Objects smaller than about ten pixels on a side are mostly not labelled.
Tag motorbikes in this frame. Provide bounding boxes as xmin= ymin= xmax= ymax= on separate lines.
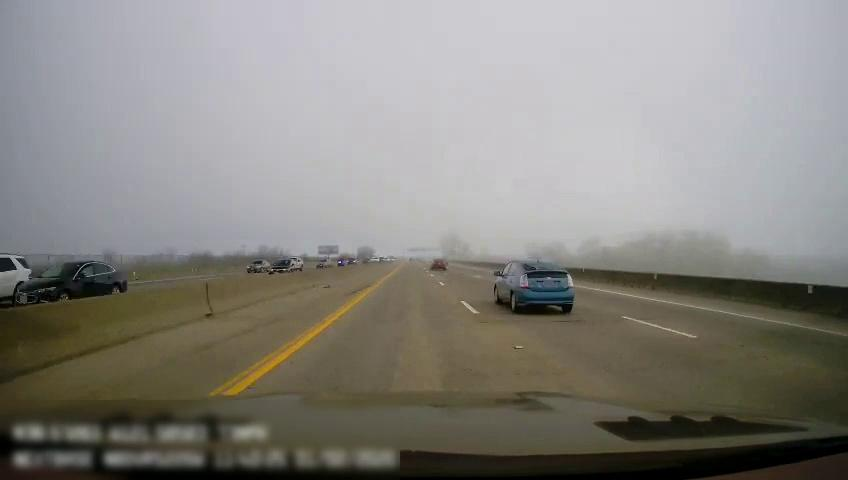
xmin=336 ymin=258 xmax=345 ymax=267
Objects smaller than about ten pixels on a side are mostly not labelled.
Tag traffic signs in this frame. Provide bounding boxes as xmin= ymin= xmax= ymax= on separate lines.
xmin=407 ymin=247 xmax=441 ymax=252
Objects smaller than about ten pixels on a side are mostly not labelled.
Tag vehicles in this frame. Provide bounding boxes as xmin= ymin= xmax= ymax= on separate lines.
xmin=346 ymin=257 xmax=359 ymax=266
xmin=13 ymin=258 xmax=130 ymax=307
xmin=0 ymin=252 xmax=35 ymax=302
xmin=285 ymin=256 xmax=305 ymax=272
xmin=492 ymin=258 xmax=577 ymax=314
xmin=267 ymin=258 xmax=296 ymax=276
xmin=315 ymin=259 xmax=330 ymax=269
xmin=246 ymin=258 xmax=272 ymax=274
xmin=430 ymin=258 xmax=448 ymax=272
